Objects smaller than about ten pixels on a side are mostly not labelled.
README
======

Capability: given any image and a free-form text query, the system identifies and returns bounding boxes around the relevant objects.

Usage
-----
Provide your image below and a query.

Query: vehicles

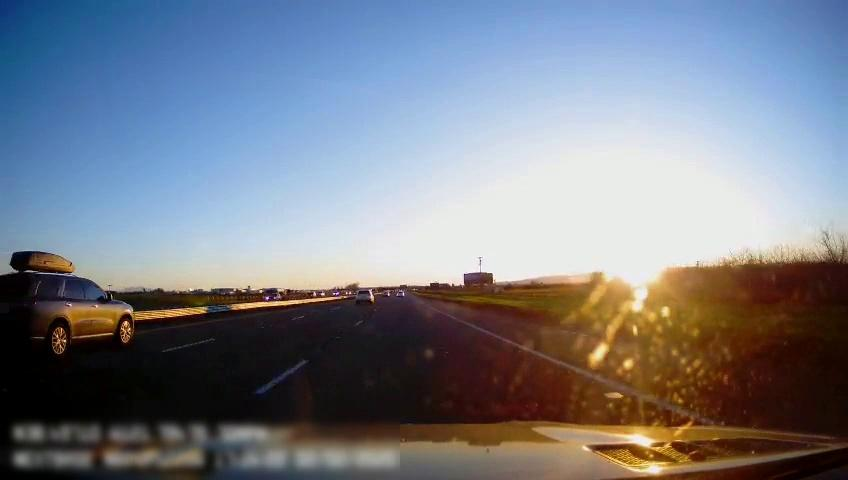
[0,249,137,362]
[355,289,374,306]
[261,290,282,302]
